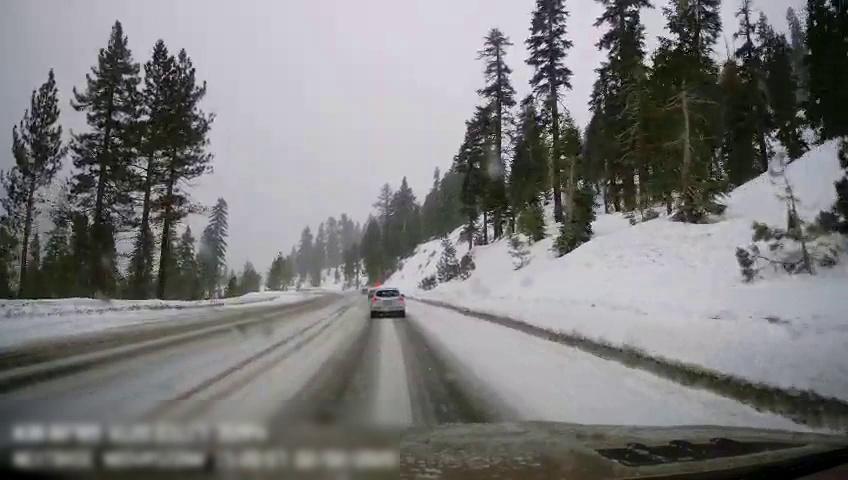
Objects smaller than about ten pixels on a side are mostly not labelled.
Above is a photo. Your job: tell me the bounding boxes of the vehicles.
[368,289,406,321]
[360,287,369,296]
[367,289,375,298]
